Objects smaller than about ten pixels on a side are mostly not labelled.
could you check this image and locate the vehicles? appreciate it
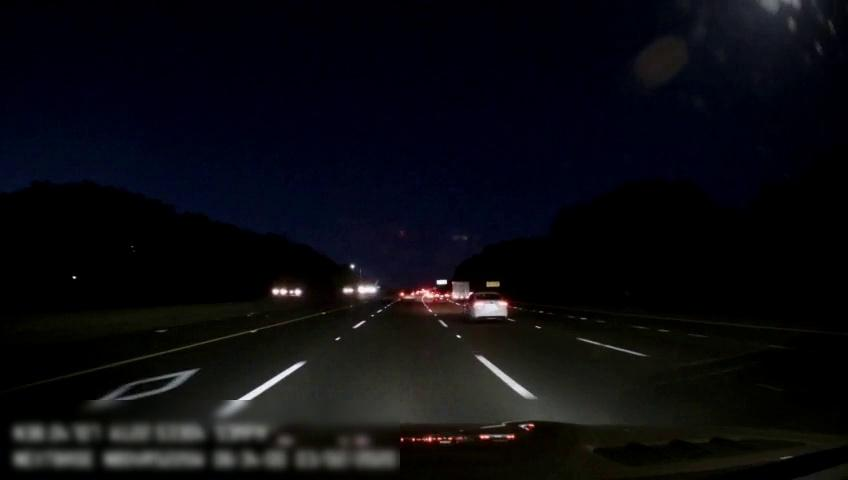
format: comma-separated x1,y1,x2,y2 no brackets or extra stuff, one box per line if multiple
400,289,415,302
465,291,508,324
289,287,305,297
271,286,289,297
432,290,449,304
452,281,470,304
